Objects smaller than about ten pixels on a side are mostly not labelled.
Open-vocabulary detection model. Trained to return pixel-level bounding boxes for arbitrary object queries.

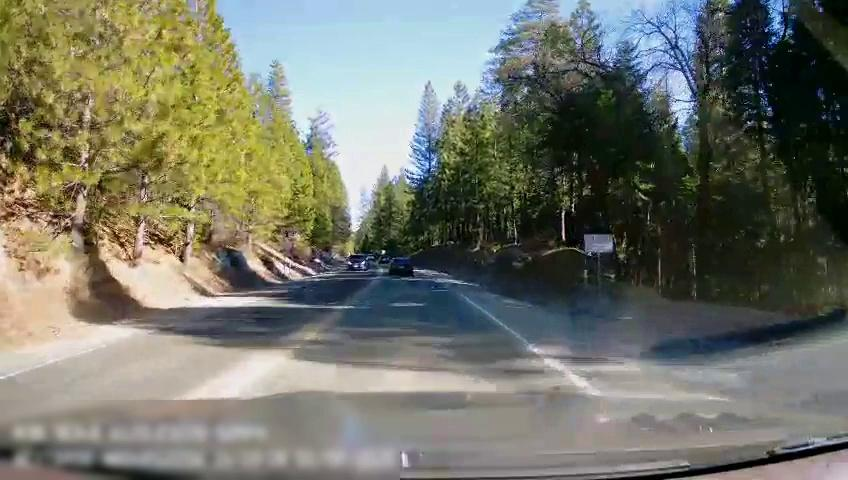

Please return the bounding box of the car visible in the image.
[387,256,415,278]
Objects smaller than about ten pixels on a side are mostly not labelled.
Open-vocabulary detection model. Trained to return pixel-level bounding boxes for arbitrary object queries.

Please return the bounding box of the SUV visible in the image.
[345,254,369,272]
